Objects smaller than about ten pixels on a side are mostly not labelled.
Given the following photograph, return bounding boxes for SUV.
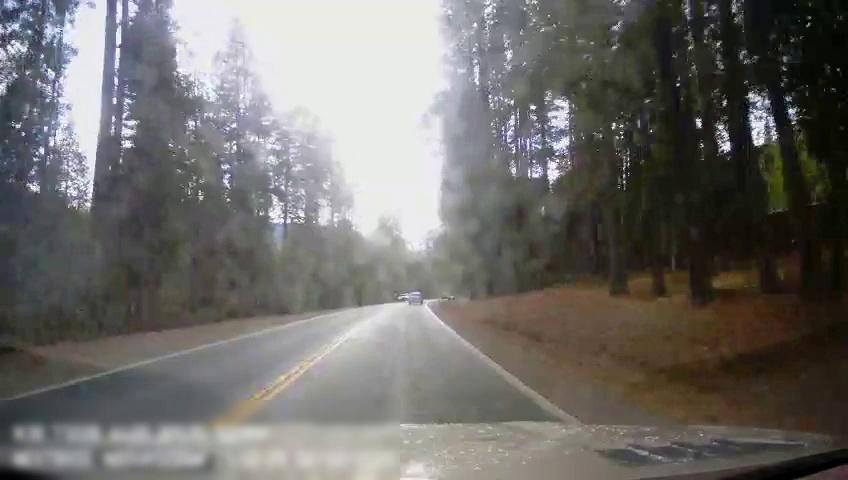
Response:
[408,292,423,306]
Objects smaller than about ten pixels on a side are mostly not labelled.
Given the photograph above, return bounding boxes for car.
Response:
[396,292,409,301]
